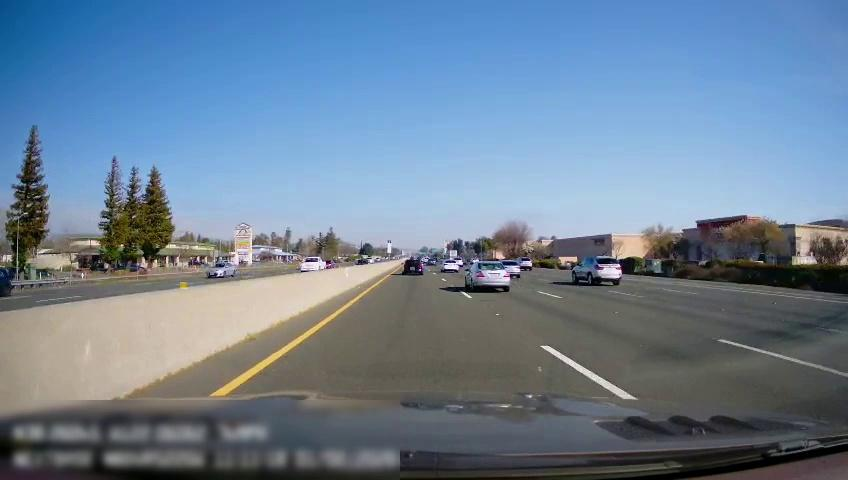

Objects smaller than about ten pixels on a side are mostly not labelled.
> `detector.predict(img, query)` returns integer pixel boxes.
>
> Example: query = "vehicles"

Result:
[366,256,375,264]
[208,262,236,279]
[441,260,459,273]
[570,255,622,286]
[464,260,511,293]
[402,258,424,276]
[426,257,436,265]
[324,260,336,269]
[300,256,327,271]
[516,257,532,271]
[446,250,457,258]
[500,259,521,279]
[453,257,464,267]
